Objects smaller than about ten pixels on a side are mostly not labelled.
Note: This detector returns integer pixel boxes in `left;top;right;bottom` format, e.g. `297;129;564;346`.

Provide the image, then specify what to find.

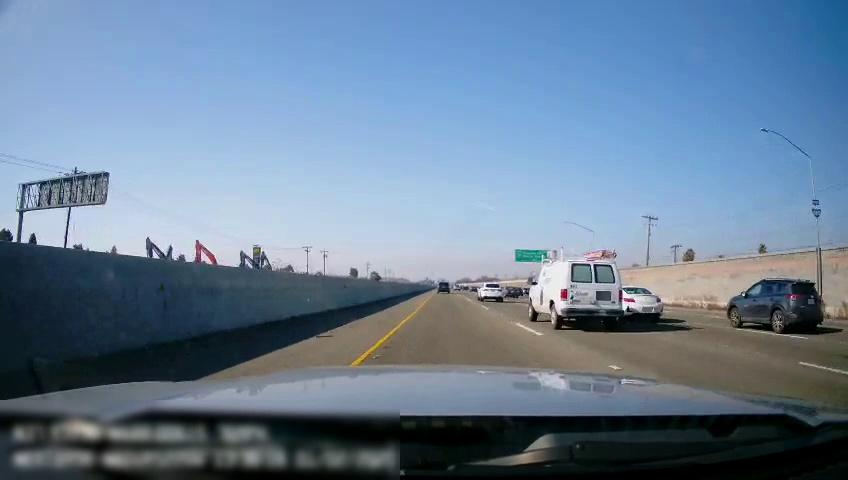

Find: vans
526;261;624;331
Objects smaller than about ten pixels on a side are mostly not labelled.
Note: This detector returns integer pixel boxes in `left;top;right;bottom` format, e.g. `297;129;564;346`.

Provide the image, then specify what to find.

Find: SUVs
476;282;506;303
726;279;824;334
436;280;451;294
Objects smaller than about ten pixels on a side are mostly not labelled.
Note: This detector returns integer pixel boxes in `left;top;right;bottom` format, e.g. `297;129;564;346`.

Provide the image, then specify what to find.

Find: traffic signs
514;248;557;262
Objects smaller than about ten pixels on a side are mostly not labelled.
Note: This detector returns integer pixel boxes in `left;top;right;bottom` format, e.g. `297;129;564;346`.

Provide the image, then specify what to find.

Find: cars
622;286;664;322
504;288;520;298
